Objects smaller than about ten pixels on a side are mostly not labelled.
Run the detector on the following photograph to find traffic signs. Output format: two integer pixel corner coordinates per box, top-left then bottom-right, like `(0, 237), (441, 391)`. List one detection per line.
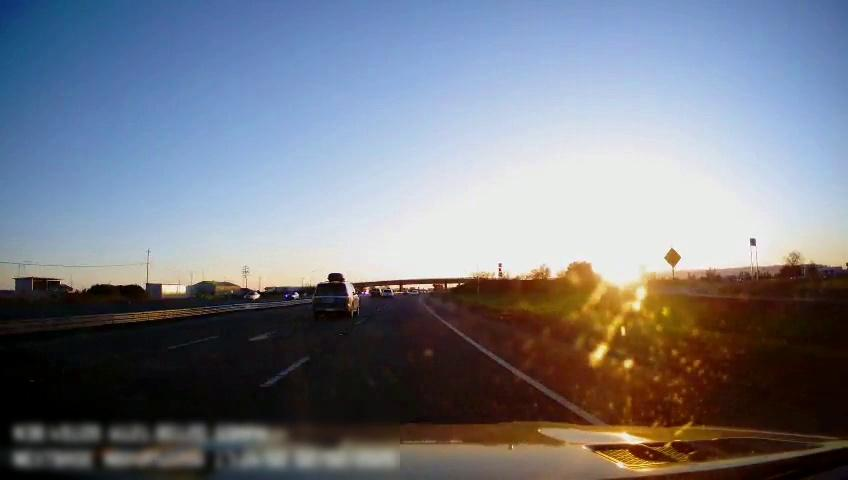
(665, 248), (681, 268)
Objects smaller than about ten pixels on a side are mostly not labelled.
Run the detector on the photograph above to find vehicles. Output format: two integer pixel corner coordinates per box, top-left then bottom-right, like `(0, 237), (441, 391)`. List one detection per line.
(282, 291), (300, 301)
(382, 288), (393, 298)
(311, 272), (360, 320)
(370, 287), (381, 297)
(243, 291), (261, 302)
